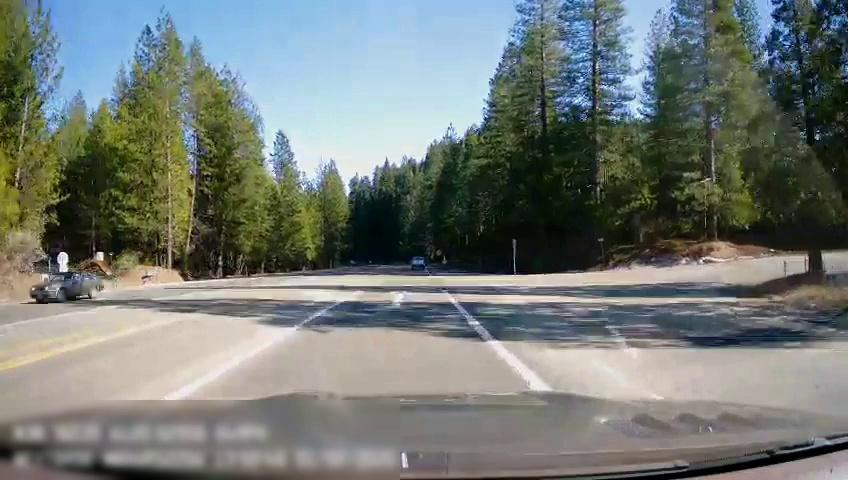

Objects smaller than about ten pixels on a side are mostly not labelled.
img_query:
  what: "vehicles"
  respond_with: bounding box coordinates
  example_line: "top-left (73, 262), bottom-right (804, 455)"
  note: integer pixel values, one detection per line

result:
top-left (29, 270), bottom-right (106, 304)
top-left (411, 256), bottom-right (426, 270)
